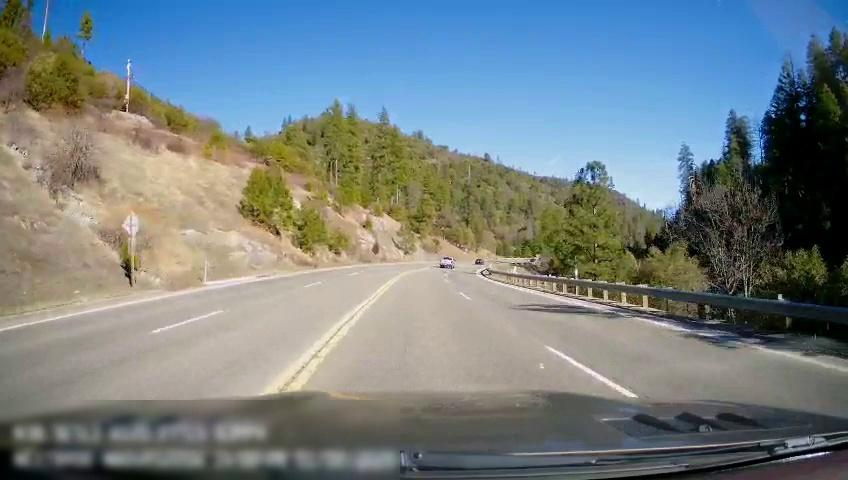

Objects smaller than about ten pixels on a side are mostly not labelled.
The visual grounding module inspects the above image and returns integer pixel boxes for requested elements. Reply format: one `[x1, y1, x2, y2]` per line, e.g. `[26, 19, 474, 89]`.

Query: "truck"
[440, 255, 455, 268]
